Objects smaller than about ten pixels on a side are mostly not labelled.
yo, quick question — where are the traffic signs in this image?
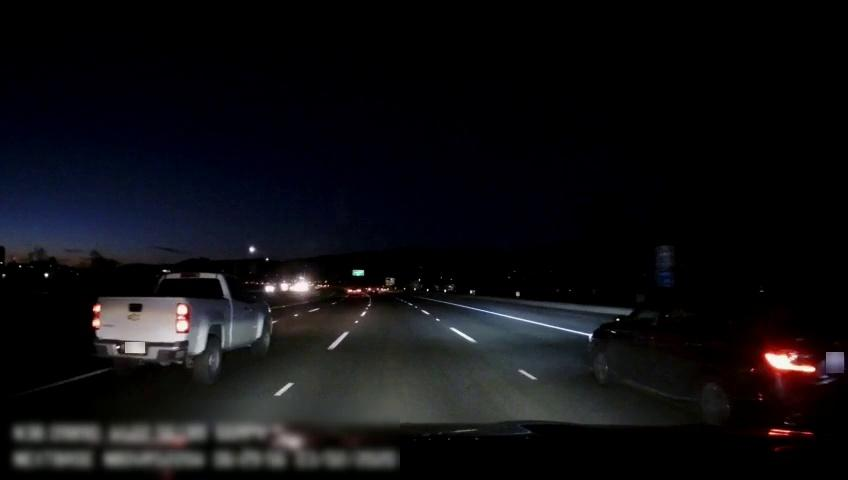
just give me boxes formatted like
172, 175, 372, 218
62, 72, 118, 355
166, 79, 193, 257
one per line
385, 276, 396, 288
654, 245, 674, 286
352, 269, 365, 276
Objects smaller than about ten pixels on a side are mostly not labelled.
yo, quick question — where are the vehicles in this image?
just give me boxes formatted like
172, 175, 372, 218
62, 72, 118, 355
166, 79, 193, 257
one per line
346, 285, 365, 299
586, 285, 848, 427
92, 269, 276, 387
367, 285, 380, 296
